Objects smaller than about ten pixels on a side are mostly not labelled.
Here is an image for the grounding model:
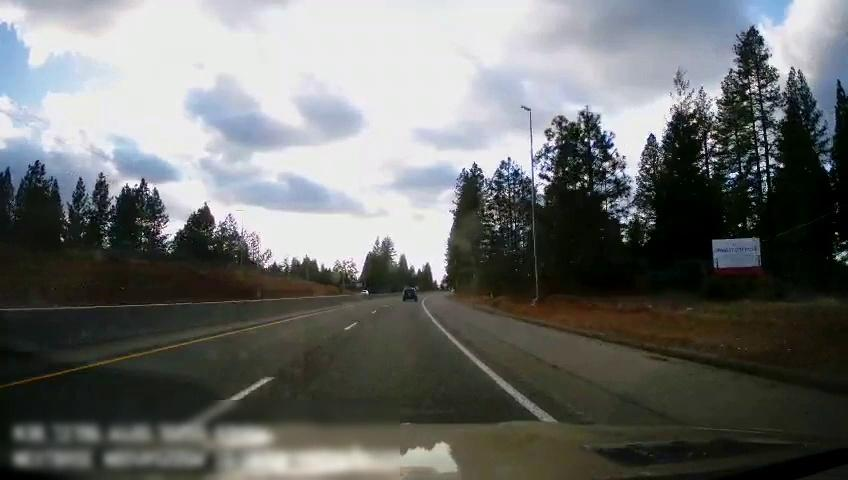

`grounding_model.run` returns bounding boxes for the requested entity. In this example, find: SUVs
[401,287,418,302]
[360,289,370,296]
